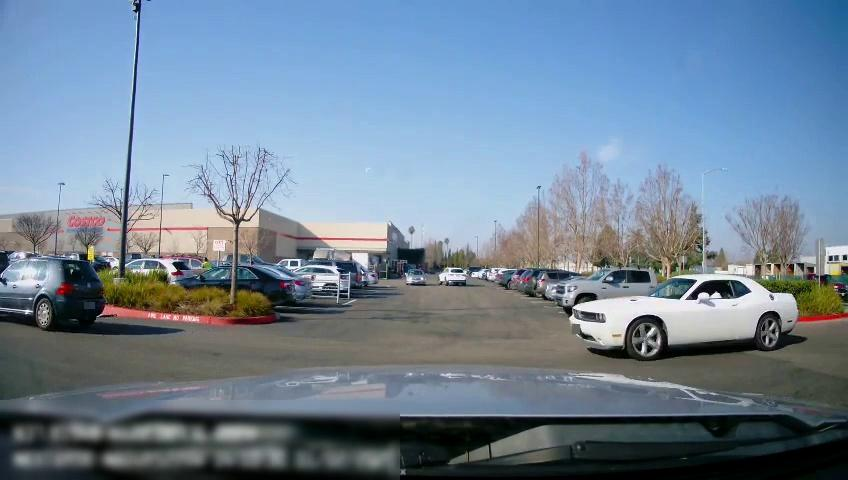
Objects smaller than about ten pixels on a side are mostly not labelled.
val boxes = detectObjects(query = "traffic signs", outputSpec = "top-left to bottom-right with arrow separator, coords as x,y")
86,246 -> 96,261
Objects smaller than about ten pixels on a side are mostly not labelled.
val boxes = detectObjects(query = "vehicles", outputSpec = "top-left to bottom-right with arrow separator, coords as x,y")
519,266 -> 564,298
543,279 -> 567,302
0,248 -> 16,276
510,268 -> 528,294
0,253 -> 106,332
494,268 -> 519,291
64,252 -> 87,260
104,257 -> 121,272
176,261 -> 299,308
310,260 -> 371,300
88,257 -> 112,274
296,264 -> 346,300
569,274 -> 801,362
438,266 -> 468,287
271,258 -> 303,270
486,265 -> 508,284
9,251 -> 40,264
404,269 -> 425,286
551,267 -> 658,319
471,269 -> 489,280
536,269 -> 593,300
123,257 -> 195,285
310,246 -> 353,262
285,267 -> 315,305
